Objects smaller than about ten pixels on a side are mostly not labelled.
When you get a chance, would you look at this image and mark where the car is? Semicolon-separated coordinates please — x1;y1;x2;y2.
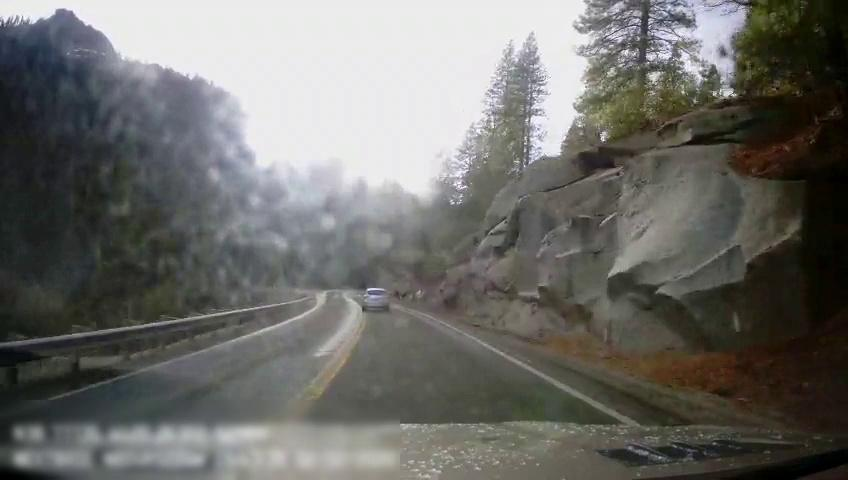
362;287;390;312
